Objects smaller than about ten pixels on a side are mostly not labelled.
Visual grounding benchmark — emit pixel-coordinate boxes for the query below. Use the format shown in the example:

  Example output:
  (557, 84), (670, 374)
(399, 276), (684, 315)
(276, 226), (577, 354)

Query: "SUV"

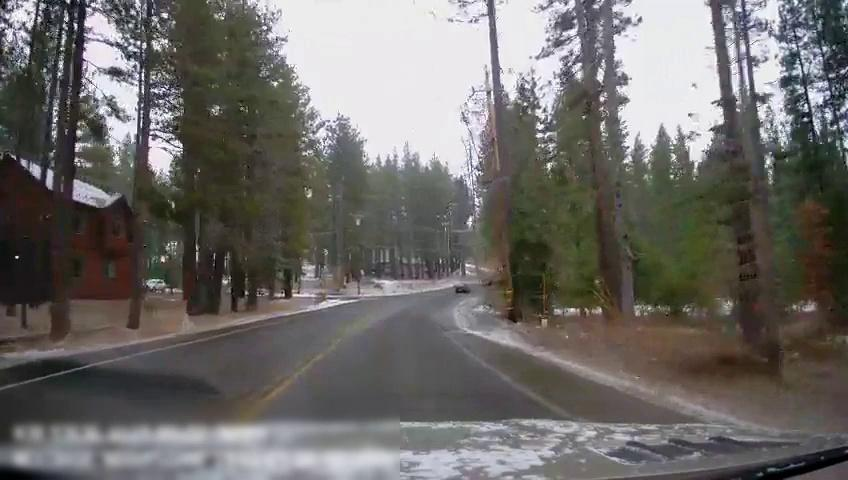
(454, 284), (470, 295)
